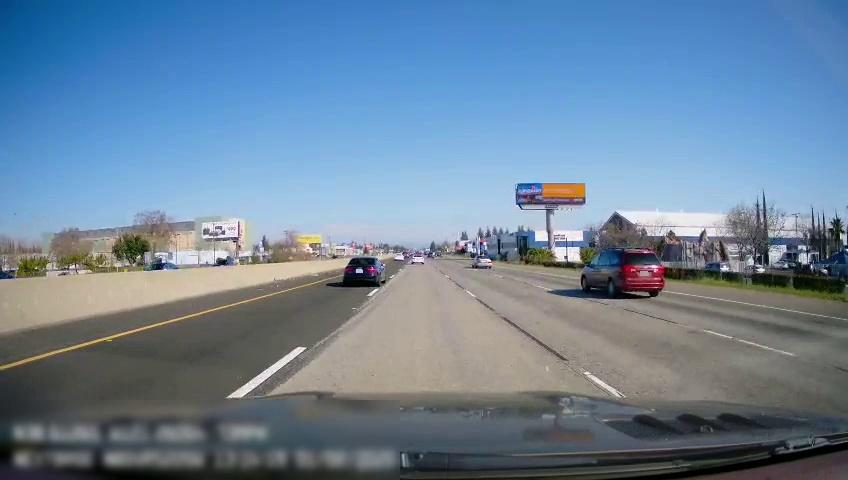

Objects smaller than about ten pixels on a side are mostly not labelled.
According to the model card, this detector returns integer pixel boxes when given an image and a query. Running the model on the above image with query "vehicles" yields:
[343,256,387,288]
[0,270,16,280]
[143,261,179,272]
[214,256,239,267]
[471,255,493,270]
[411,254,425,265]
[393,253,404,262]
[580,246,667,298]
